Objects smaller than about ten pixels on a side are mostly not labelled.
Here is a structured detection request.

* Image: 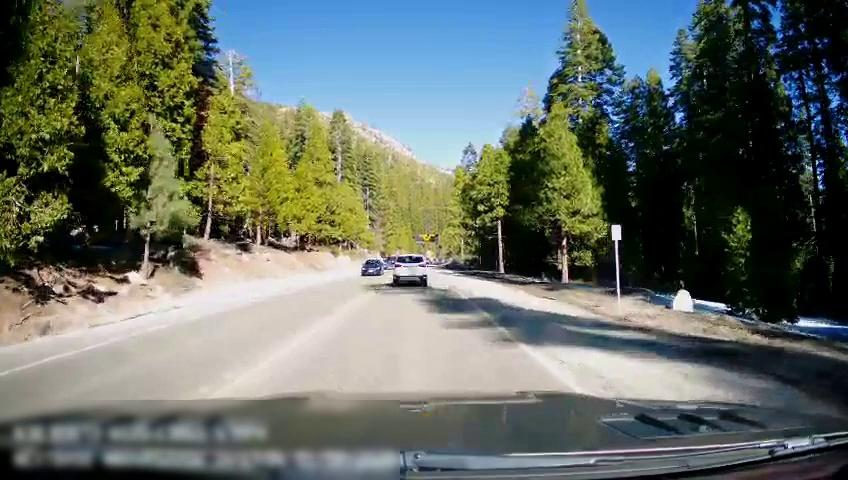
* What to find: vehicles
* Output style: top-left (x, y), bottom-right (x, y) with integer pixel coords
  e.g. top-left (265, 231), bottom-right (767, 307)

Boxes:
top-left (360, 259), bottom-right (385, 278)
top-left (382, 256), bottom-right (398, 271)
top-left (391, 253), bottom-right (428, 287)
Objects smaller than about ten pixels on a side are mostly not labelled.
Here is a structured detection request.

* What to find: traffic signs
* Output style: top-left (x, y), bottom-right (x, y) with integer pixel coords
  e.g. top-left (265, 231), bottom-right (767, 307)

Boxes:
top-left (611, 224), bottom-right (622, 241)
top-left (415, 231), bottom-right (440, 245)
